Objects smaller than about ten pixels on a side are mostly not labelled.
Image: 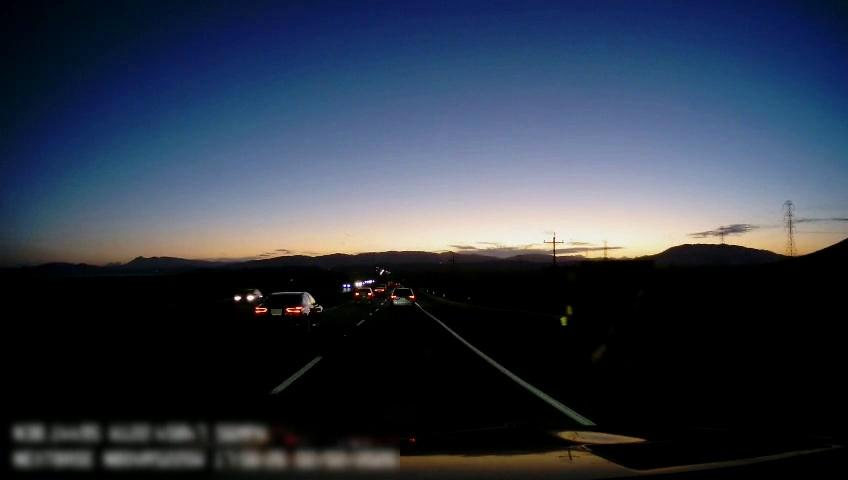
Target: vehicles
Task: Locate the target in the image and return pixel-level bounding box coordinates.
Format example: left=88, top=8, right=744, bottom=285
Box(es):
left=373, top=286, right=386, bottom=296
left=232, top=288, right=265, bottom=304
left=390, top=287, right=416, bottom=312
left=341, top=281, right=353, bottom=289
left=255, top=293, right=326, bottom=338
left=354, top=287, right=375, bottom=304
